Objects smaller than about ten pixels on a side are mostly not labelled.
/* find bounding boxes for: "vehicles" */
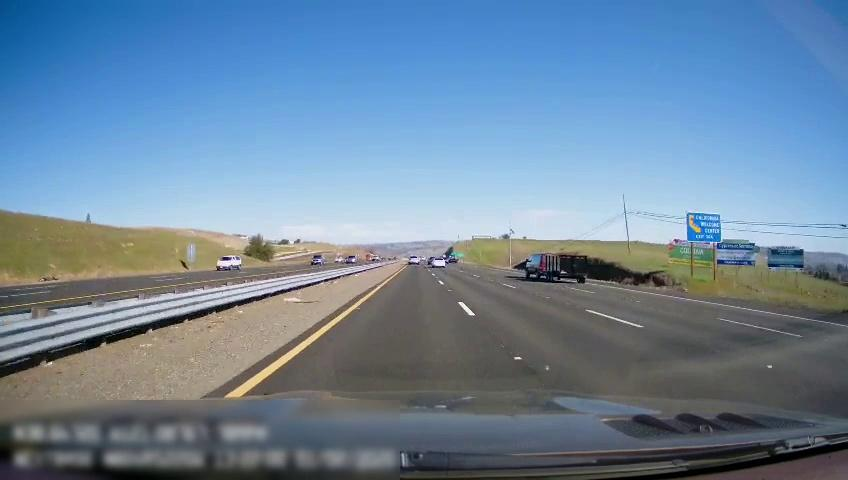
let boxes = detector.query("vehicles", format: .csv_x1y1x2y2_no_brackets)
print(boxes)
524,254,543,280
541,253,588,284
432,257,445,268
407,254,419,265
345,255,360,264
216,255,242,270
311,255,326,265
